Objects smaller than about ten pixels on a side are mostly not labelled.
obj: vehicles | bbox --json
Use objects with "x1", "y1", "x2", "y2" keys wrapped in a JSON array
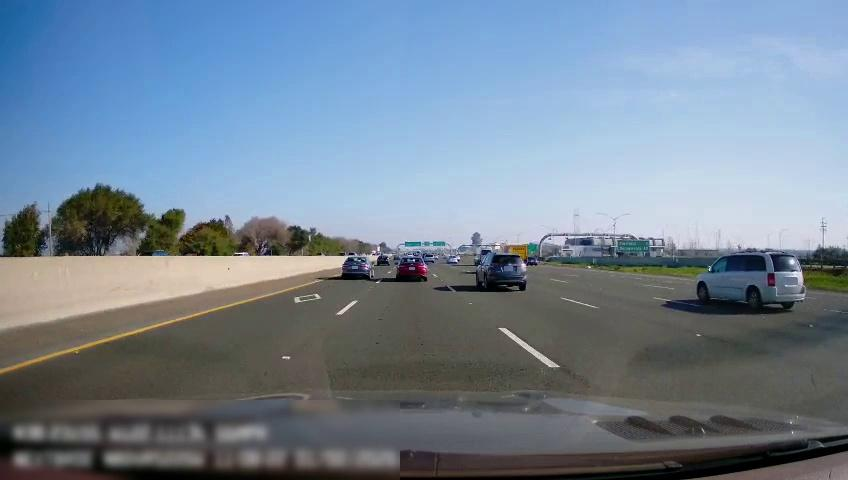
[
  {"x1": 377, "y1": 255, "x2": 390, "y2": 266},
  {"x1": 694, "y1": 252, "x2": 808, "y2": 312},
  {"x1": 446, "y1": 254, "x2": 459, "y2": 265},
  {"x1": 341, "y1": 256, "x2": 375, "y2": 280},
  {"x1": 394, "y1": 257, "x2": 429, "y2": 283},
  {"x1": 423, "y1": 253, "x2": 435, "y2": 264},
  {"x1": 136, "y1": 249, "x2": 170, "y2": 257},
  {"x1": 232, "y1": 251, "x2": 251, "y2": 257},
  {"x1": 475, "y1": 252, "x2": 528, "y2": 292},
  {"x1": 474, "y1": 245, "x2": 494, "y2": 262},
  {"x1": 504, "y1": 244, "x2": 529, "y2": 267},
  {"x1": 524, "y1": 256, "x2": 538, "y2": 267}
]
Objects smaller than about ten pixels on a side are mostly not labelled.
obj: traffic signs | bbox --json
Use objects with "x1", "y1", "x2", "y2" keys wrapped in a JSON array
[
  {"x1": 528, "y1": 243, "x2": 539, "y2": 255},
  {"x1": 432, "y1": 241, "x2": 446, "y2": 247},
  {"x1": 405, "y1": 241, "x2": 422, "y2": 247},
  {"x1": 615, "y1": 239, "x2": 650, "y2": 254}
]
